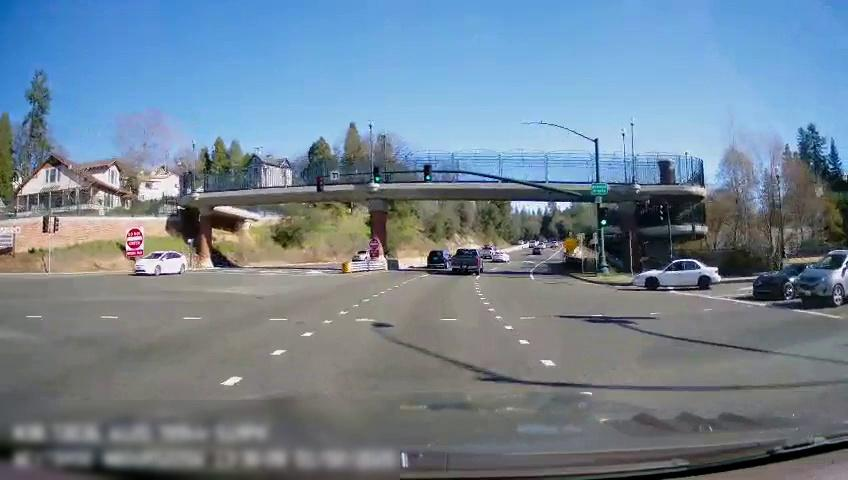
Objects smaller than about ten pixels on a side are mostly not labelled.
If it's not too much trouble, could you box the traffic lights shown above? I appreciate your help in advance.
[41,215,49,234]
[53,216,59,234]
[598,207,609,228]
[316,176,324,192]
[372,167,381,186]
[423,163,432,183]
[656,204,666,226]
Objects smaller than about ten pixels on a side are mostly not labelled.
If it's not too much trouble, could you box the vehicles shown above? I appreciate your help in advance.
[130,250,189,277]
[351,250,369,263]
[480,246,496,259]
[752,263,815,301]
[428,250,453,268]
[450,247,484,275]
[532,246,542,256]
[631,258,721,291]
[792,249,848,307]
[492,251,511,265]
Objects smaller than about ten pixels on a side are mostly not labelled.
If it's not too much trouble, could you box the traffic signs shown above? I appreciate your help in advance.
[330,171,341,181]
[591,182,609,196]
[368,238,380,259]
[562,240,578,254]
[126,224,145,258]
